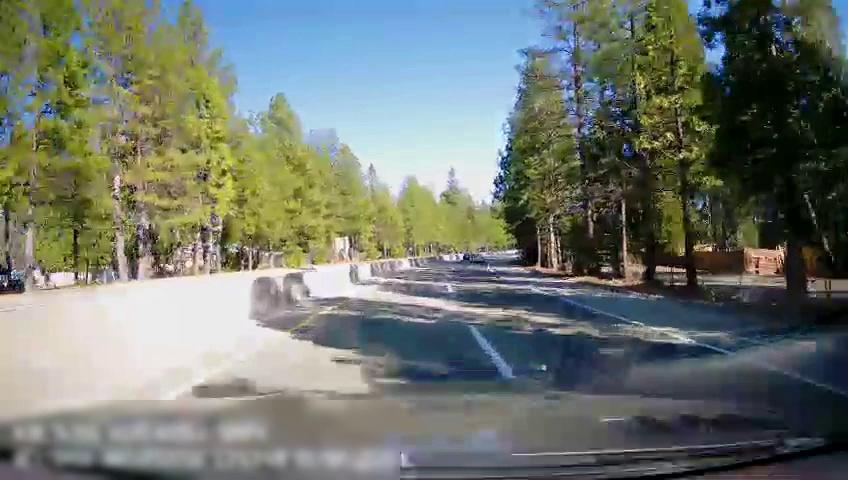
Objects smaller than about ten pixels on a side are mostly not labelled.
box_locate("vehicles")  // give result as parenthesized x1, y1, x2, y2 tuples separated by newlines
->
(462, 251, 475, 262)
(469, 253, 483, 264)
